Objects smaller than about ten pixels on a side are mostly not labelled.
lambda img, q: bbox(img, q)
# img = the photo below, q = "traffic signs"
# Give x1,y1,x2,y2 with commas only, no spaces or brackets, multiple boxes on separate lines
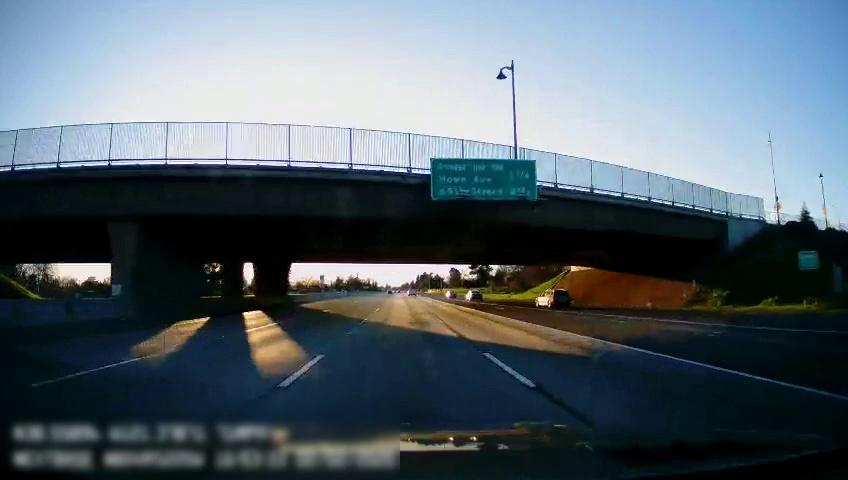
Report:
429,157,537,204
320,275,326,288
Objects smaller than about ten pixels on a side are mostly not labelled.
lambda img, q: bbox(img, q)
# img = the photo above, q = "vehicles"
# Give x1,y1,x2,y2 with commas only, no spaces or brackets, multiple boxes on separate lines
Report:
407,287,418,297
465,289,484,302
534,288,573,310
444,290,457,299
